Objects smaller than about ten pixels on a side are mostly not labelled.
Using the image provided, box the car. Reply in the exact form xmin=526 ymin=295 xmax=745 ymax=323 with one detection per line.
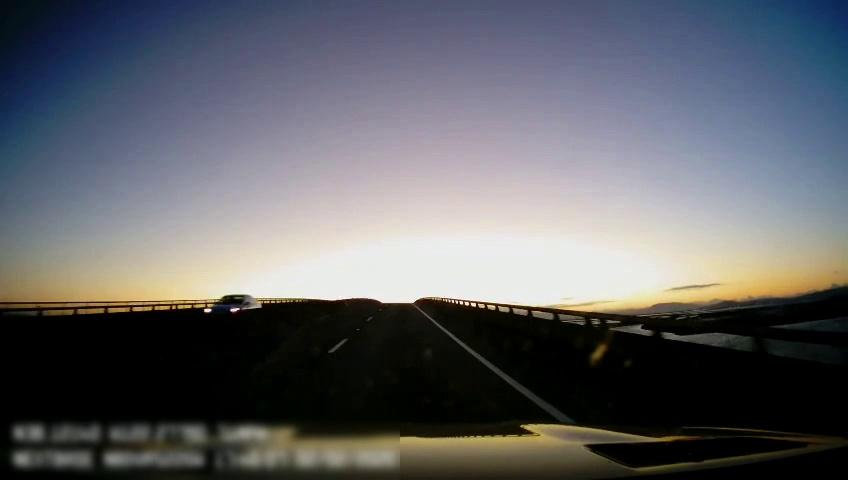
xmin=203 ymin=294 xmax=263 ymax=314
